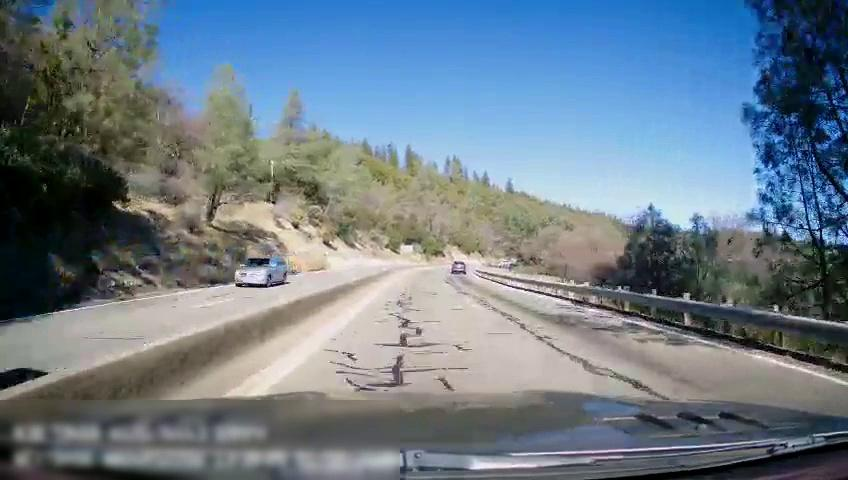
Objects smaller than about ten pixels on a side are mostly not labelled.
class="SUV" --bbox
[451,260,467,275]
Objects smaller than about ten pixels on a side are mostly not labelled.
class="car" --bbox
[234,255,289,289]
